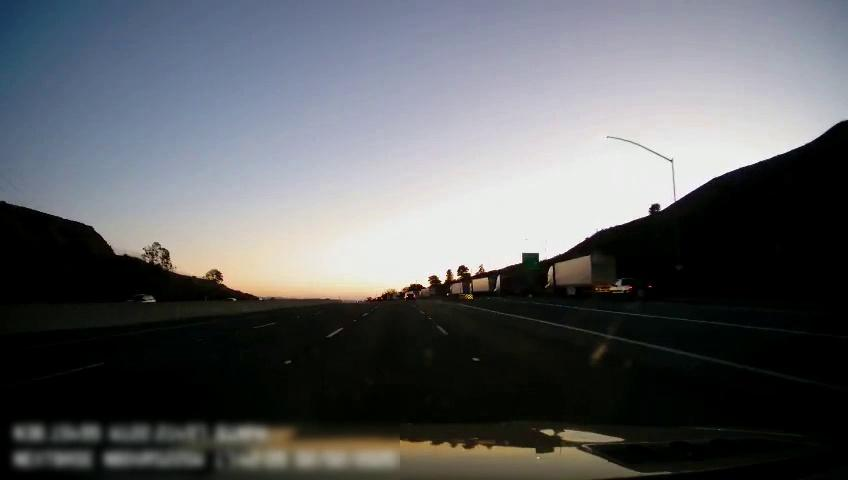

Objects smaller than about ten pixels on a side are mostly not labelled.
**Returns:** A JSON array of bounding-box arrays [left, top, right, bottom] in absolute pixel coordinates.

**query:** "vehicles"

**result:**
[[609, 277, 642, 299], [543, 254, 618, 298], [492, 274, 536, 297], [469, 277, 497, 296], [125, 294, 157, 304], [448, 282, 470, 296], [419, 287, 437, 297], [404, 292, 418, 302]]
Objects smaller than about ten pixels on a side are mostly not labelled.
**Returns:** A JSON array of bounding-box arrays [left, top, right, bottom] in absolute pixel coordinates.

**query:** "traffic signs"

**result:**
[[522, 252, 539, 270]]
